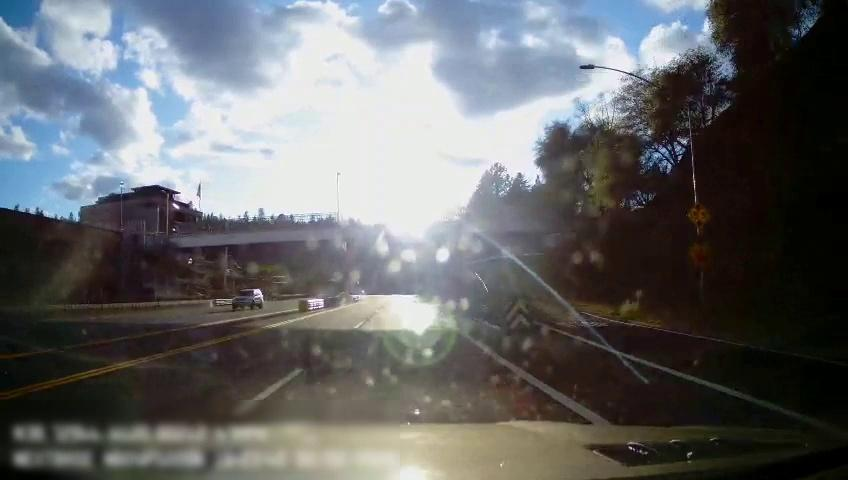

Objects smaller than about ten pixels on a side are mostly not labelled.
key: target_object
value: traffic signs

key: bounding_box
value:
[690,241,711,270]
[686,199,713,231]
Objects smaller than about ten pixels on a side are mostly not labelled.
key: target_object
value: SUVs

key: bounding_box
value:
[231,288,264,310]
